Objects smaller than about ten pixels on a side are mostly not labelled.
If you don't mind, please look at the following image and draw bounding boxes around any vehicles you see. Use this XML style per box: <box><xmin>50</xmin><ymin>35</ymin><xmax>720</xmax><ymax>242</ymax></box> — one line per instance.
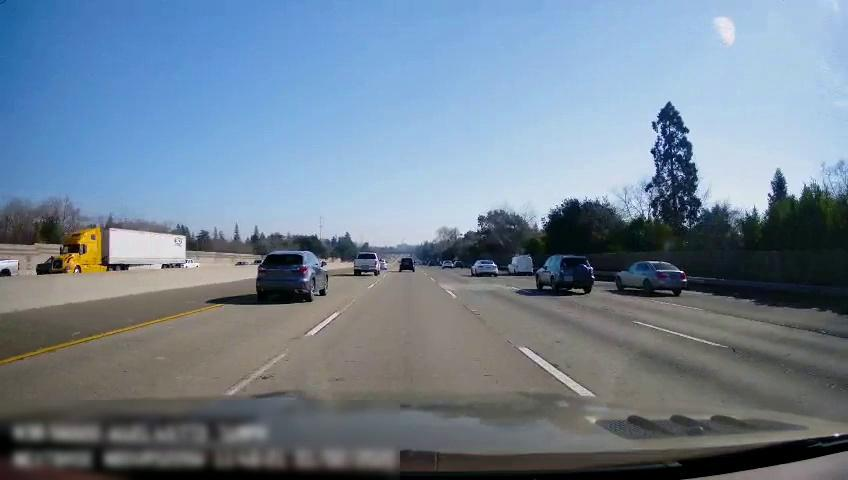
<box><xmin>375</xmin><ymin>258</ymin><xmax>388</xmax><ymax>271</ymax></box>
<box><xmin>35</xmin><ymin>255</ymin><xmax>58</xmax><ymax>276</ymax></box>
<box><xmin>615</xmin><ymin>260</ymin><xmax>689</xmax><ymax>297</ymax></box>
<box><xmin>535</xmin><ymin>254</ymin><xmax>596</xmax><ymax>296</ymax></box>
<box><xmin>507</xmin><ymin>253</ymin><xmax>534</xmax><ymax>276</ymax></box>
<box><xmin>440</xmin><ymin>260</ymin><xmax>453</xmax><ymax>270</ymax></box>
<box><xmin>255</xmin><ymin>250</ymin><xmax>330</xmax><ymax>303</ymax></box>
<box><xmin>180</xmin><ymin>258</ymin><xmax>201</xmax><ymax>269</ymax></box>
<box><xmin>353</xmin><ymin>251</ymin><xmax>383</xmax><ymax>277</ymax></box>
<box><xmin>234</xmin><ymin>261</ymin><xmax>250</xmax><ymax>266</ymax></box>
<box><xmin>397</xmin><ymin>257</ymin><xmax>417</xmax><ymax>273</ymax></box>
<box><xmin>52</xmin><ymin>226</ymin><xmax>187</xmax><ymax>275</ymax></box>
<box><xmin>0</xmin><ymin>258</ymin><xmax>20</xmax><ymax>278</ymax></box>
<box><xmin>471</xmin><ymin>259</ymin><xmax>499</xmax><ymax>278</ymax></box>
